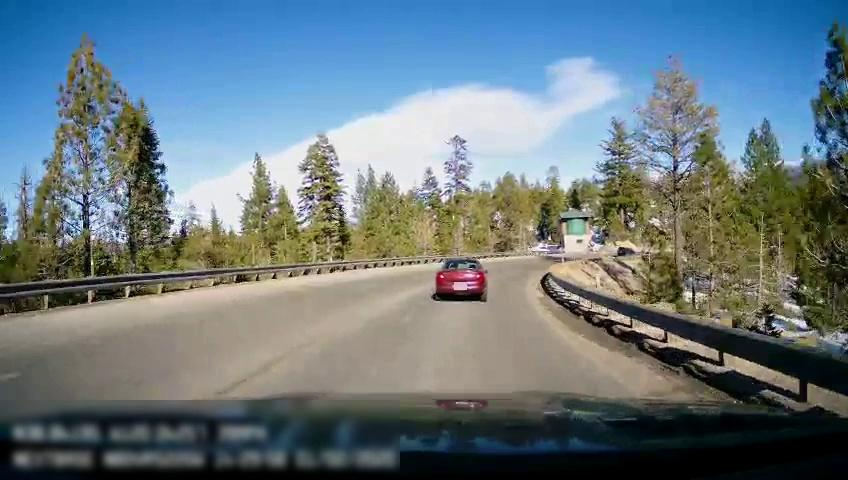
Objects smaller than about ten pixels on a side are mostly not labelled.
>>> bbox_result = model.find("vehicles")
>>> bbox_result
[616,246,637,257]
[434,257,490,302]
